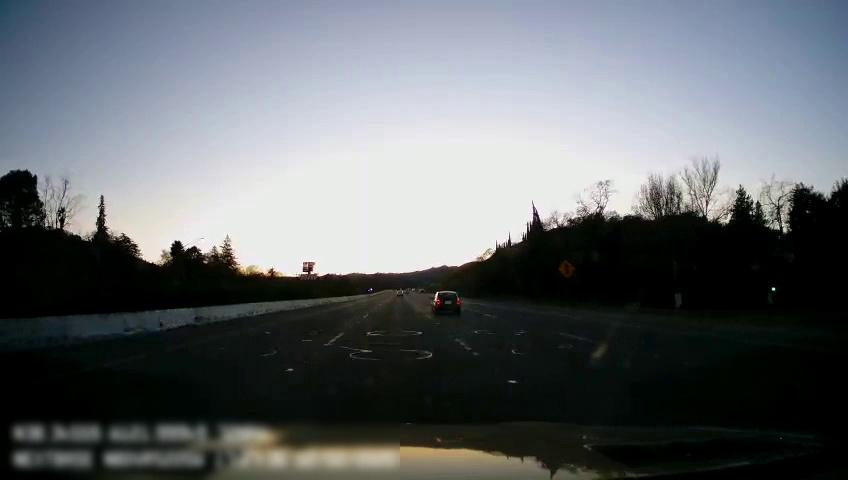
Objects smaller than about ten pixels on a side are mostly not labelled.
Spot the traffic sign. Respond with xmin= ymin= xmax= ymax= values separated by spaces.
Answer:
xmin=558 ymin=259 xmax=576 ymax=278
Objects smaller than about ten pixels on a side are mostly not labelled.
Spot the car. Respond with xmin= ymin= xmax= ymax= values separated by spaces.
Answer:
xmin=430 ymin=291 xmax=461 ymax=315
